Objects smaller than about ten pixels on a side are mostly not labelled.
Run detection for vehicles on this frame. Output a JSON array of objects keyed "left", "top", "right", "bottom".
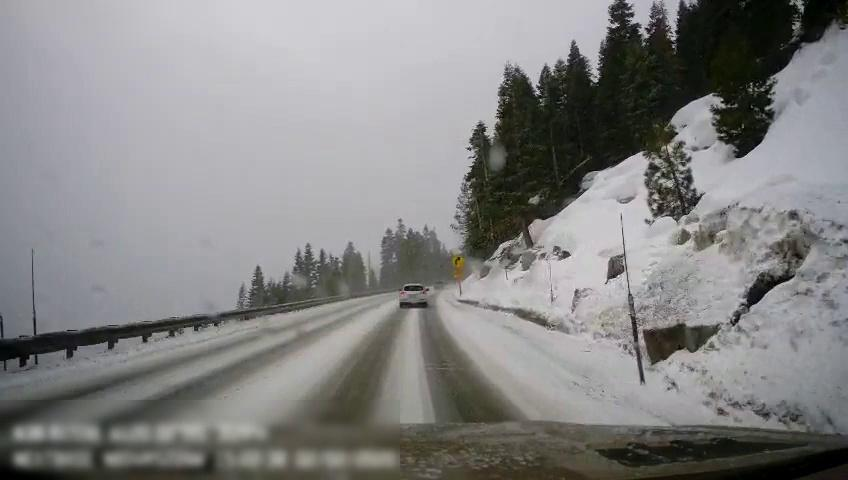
[
  {"left": 434, "top": 280, "right": 448, "bottom": 290},
  {"left": 399, "top": 282, "right": 430, "bottom": 308}
]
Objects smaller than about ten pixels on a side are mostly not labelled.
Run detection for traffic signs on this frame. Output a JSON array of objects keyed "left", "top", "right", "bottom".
[{"left": 453, "top": 256, "right": 462, "bottom": 271}]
